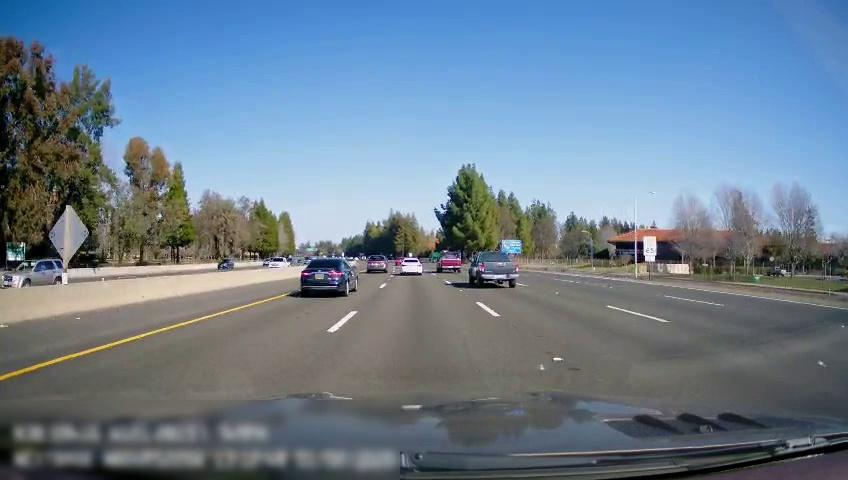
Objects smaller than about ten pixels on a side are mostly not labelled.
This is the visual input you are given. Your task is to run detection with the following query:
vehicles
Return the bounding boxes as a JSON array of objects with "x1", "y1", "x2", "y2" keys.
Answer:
[
  {"x1": 766, "y1": 266, "x2": 787, "y2": 278},
  {"x1": 301, "y1": 258, "x2": 359, "y2": 297},
  {"x1": 366, "y1": 254, "x2": 388, "y2": 274},
  {"x1": 468, "y1": 250, "x2": 521, "y2": 289},
  {"x1": 268, "y1": 256, "x2": 290, "y2": 268},
  {"x1": 436, "y1": 249, "x2": 462, "y2": 274},
  {"x1": 217, "y1": 259, "x2": 235, "y2": 270},
  {"x1": 0, "y1": 257, "x2": 66, "y2": 289},
  {"x1": 399, "y1": 257, "x2": 423, "y2": 276}
]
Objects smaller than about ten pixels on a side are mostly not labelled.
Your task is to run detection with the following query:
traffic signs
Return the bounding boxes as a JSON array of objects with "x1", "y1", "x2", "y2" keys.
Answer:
[
  {"x1": 644, "y1": 255, "x2": 656, "y2": 262},
  {"x1": 643, "y1": 236, "x2": 658, "y2": 256}
]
